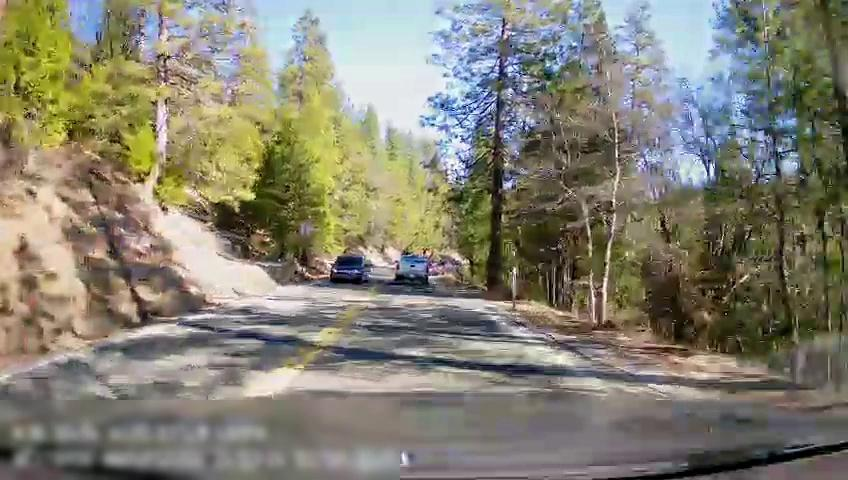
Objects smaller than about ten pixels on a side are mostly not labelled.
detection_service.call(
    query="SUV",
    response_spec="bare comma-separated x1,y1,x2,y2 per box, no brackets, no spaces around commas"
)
329,255,369,282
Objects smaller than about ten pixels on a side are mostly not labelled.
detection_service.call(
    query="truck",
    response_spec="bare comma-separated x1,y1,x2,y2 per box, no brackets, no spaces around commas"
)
395,251,431,284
